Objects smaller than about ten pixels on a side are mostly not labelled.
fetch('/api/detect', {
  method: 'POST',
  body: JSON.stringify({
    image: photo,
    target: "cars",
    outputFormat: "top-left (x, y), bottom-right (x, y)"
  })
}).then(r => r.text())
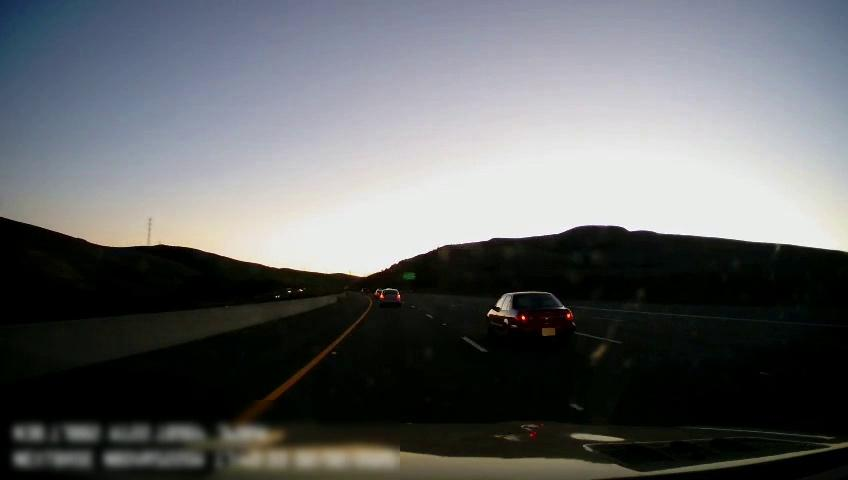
top-left (379, 289), bottom-right (401, 308)
top-left (486, 291), bottom-right (576, 344)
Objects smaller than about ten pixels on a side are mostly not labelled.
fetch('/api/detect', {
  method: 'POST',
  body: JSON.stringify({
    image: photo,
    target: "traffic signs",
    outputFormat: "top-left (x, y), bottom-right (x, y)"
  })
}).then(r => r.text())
top-left (403, 272), bottom-right (416, 280)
